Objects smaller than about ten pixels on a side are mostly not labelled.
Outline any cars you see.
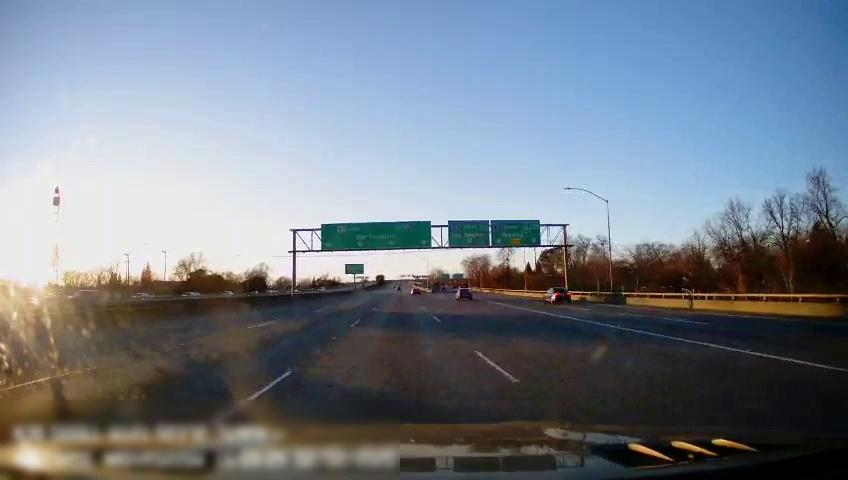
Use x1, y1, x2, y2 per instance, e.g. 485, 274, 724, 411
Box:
181, 292, 196, 298
132, 293, 149, 300
411, 288, 422, 297
543, 287, 571, 305
456, 288, 473, 301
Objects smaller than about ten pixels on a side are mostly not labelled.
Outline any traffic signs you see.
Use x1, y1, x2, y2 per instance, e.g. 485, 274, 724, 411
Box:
451, 273, 464, 279
448, 219, 489, 247
490, 220, 541, 247
439, 273, 450, 279
321, 221, 431, 250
